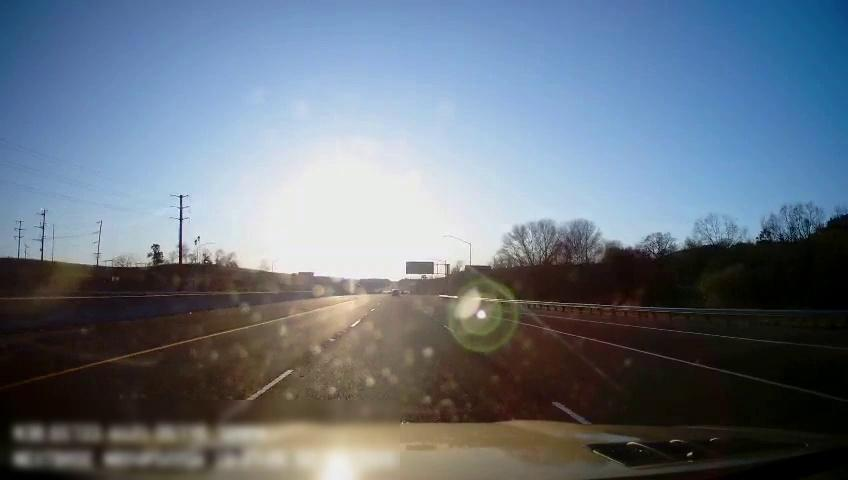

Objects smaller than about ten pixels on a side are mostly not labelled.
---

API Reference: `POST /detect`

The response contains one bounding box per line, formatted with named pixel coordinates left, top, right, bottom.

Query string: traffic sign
left=405, top=260, right=435, bottom=275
